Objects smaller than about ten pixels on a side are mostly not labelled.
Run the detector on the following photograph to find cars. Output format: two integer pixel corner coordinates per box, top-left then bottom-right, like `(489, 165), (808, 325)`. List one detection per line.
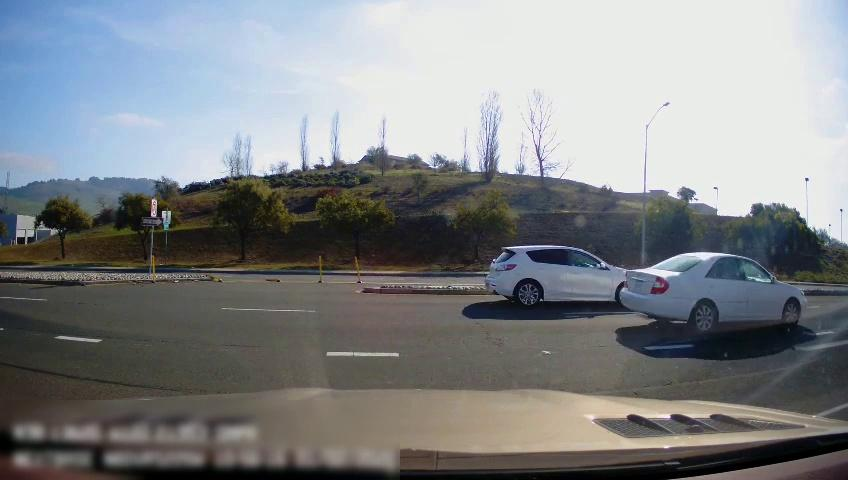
(618, 251), (810, 338)
(484, 244), (625, 308)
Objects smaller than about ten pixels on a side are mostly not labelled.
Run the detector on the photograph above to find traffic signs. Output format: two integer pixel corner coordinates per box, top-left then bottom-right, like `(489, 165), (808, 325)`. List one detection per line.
(141, 216), (162, 225)
(150, 199), (157, 218)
